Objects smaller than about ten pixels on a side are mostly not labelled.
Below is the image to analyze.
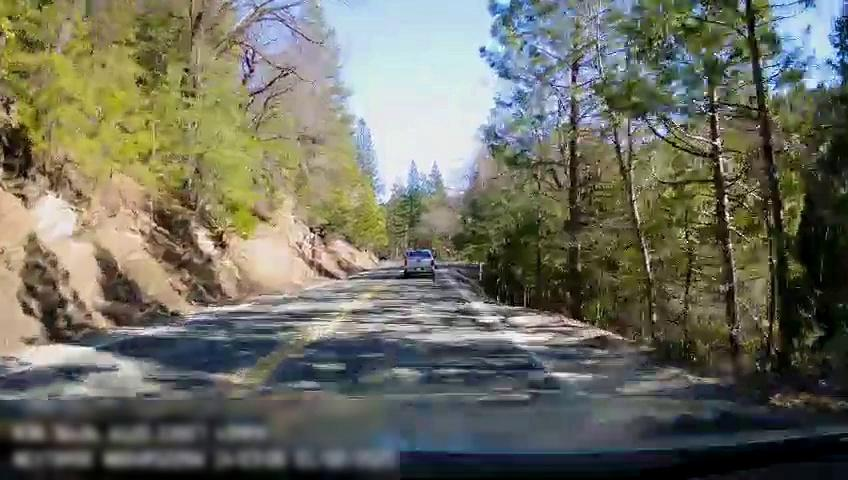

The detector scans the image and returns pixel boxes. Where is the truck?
[403,247,436,279]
